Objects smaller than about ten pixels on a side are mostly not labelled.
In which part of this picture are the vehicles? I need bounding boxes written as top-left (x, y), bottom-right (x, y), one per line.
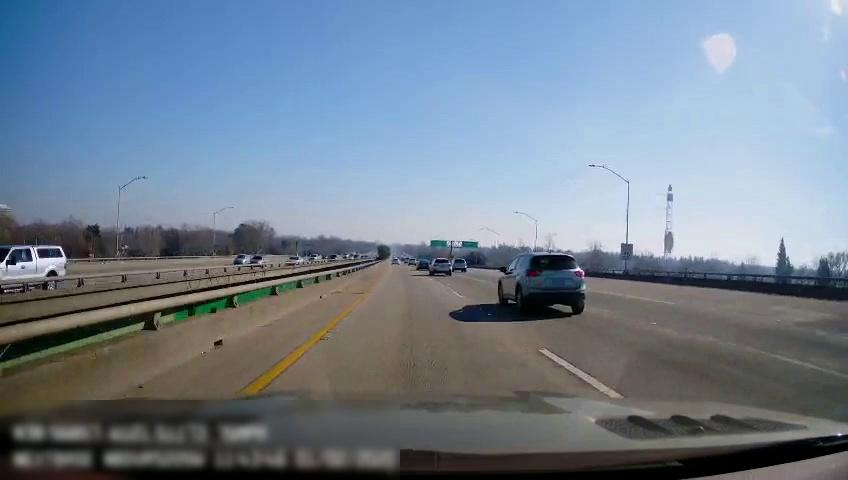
top-left (233, 254), bottom-right (250, 265)
top-left (428, 257), bottom-right (453, 277)
top-left (497, 252), bottom-right (589, 316)
top-left (0, 244), bottom-right (68, 294)
top-left (451, 257), bottom-right (468, 273)
top-left (284, 256), bottom-right (304, 266)
top-left (415, 260), bottom-right (430, 271)
top-left (327, 254), bottom-right (340, 262)
top-left (307, 253), bottom-right (323, 262)
top-left (250, 255), bottom-right (265, 265)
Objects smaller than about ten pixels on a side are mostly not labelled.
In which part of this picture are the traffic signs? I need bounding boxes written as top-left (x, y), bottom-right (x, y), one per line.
top-left (430, 240), bottom-right (448, 249)
top-left (620, 242), bottom-right (634, 261)
top-left (462, 241), bottom-right (479, 249)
